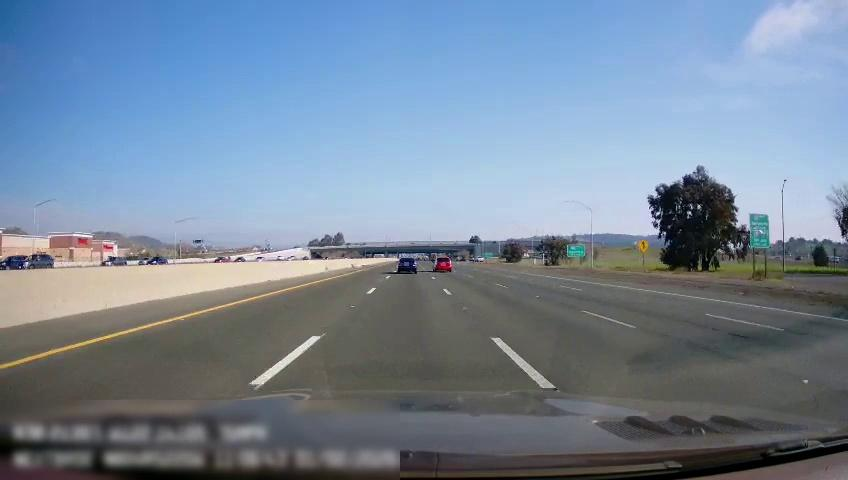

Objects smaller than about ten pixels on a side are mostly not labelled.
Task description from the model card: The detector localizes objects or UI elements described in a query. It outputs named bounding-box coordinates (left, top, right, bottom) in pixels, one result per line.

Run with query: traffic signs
left=483, top=252, right=494, bottom=258
left=749, top=213, right=771, bottom=249
left=638, top=239, right=649, bottom=253
left=567, top=244, right=586, bottom=258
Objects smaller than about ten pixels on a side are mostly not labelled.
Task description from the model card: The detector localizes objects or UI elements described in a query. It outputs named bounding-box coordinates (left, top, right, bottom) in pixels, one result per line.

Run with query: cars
left=397, top=257, right=417, bottom=273
left=212, top=256, right=233, bottom=264
left=138, top=257, right=154, bottom=266
left=433, top=259, right=452, bottom=272
left=147, top=257, right=169, bottom=266
left=102, top=256, right=128, bottom=268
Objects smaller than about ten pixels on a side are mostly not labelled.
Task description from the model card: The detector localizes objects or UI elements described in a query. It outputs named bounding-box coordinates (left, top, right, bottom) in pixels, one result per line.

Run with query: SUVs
left=22, top=254, right=55, bottom=270
left=0, top=255, right=30, bottom=270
